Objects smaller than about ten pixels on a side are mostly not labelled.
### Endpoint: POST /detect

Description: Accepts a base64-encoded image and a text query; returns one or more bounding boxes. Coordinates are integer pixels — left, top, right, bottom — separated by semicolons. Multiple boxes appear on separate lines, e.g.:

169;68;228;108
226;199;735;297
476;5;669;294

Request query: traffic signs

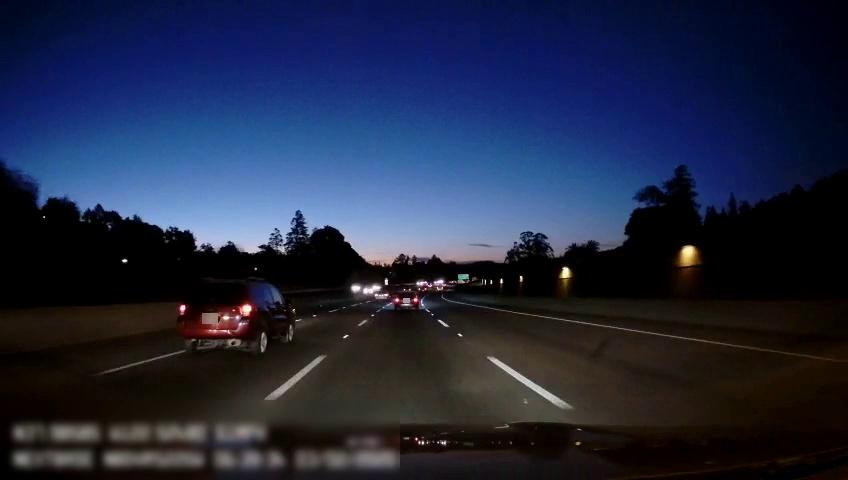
458;274;469;280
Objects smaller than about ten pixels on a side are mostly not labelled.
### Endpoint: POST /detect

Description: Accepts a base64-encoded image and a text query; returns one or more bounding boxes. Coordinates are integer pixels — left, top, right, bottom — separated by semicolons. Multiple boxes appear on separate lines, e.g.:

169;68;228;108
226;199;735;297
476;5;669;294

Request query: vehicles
362;287;375;295
176;277;297;358
394;290;419;312
351;284;362;291
374;290;391;302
